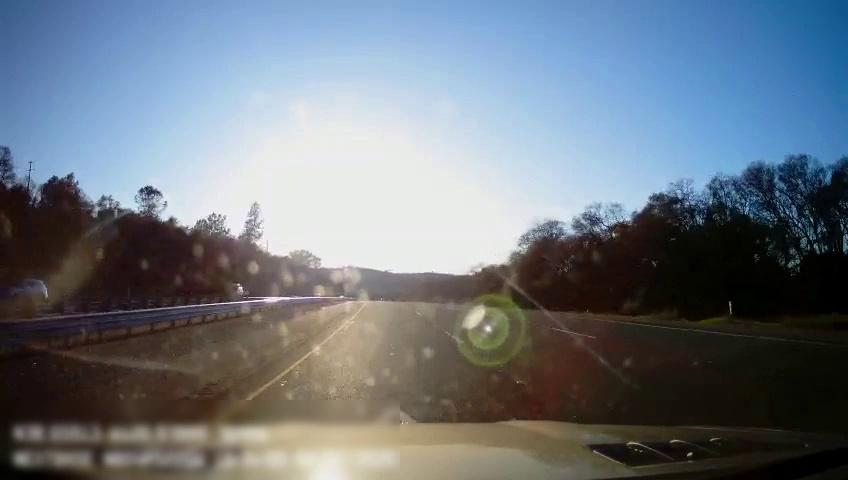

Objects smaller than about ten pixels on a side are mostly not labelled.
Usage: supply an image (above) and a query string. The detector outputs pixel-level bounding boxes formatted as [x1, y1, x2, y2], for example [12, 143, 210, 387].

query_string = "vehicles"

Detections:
[225, 284, 244, 298]
[0, 280, 48, 306]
